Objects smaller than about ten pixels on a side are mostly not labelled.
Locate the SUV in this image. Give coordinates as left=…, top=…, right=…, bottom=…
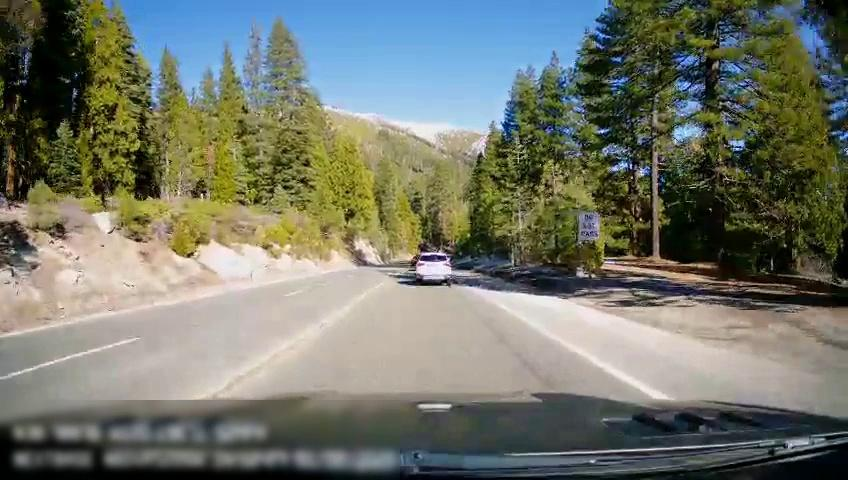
left=413, top=251, right=452, bottom=287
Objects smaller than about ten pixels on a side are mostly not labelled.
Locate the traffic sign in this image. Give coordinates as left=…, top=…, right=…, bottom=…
left=575, top=208, right=600, bottom=243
